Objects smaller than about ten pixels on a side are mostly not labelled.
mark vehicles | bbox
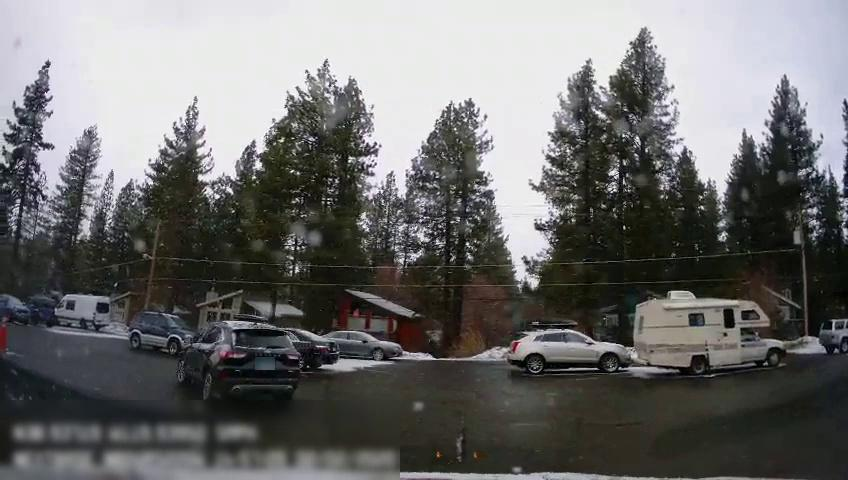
[54,295,114,333]
[508,328,631,376]
[0,292,33,326]
[285,328,341,373]
[176,318,302,411]
[125,310,196,356]
[631,290,787,378]
[818,319,848,355]
[324,331,403,361]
